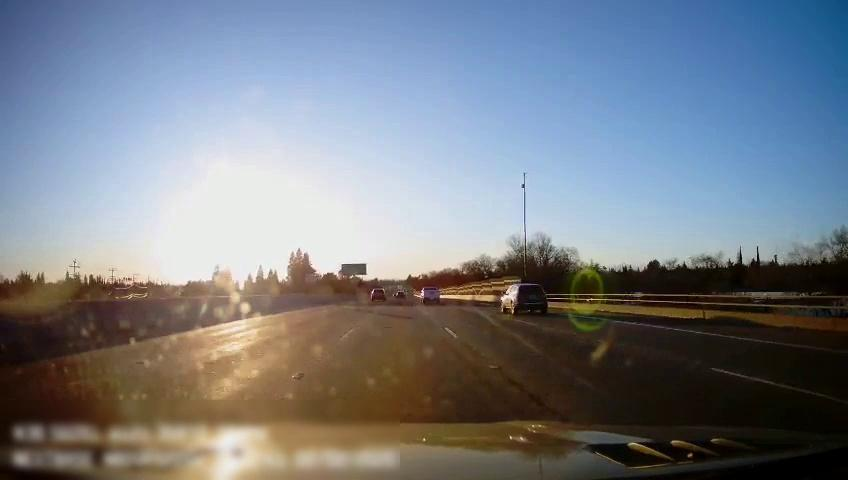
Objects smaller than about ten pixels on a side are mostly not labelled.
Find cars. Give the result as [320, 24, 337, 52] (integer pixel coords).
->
[395, 291, 406, 299]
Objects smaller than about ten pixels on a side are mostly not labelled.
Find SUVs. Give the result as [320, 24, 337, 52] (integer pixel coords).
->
[370, 288, 387, 302]
[500, 284, 548, 315]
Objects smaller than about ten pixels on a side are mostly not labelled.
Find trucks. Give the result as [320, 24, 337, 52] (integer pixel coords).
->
[420, 287, 440, 304]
